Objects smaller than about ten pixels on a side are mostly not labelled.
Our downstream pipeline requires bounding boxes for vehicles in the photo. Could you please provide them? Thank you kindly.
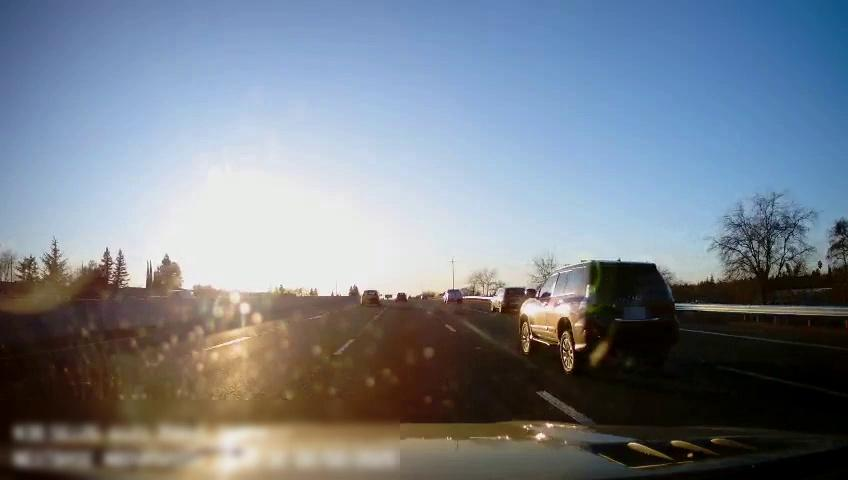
[443,289,463,304]
[490,287,530,314]
[395,292,408,303]
[167,288,195,301]
[516,256,680,377]
[360,289,383,307]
